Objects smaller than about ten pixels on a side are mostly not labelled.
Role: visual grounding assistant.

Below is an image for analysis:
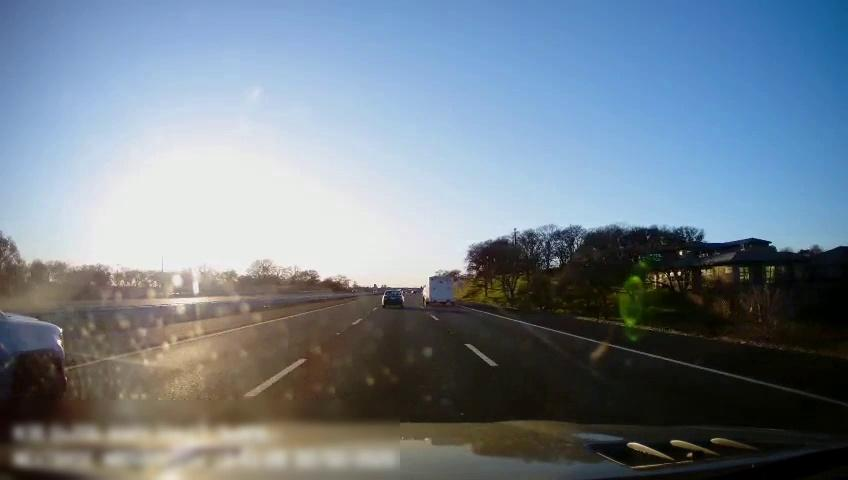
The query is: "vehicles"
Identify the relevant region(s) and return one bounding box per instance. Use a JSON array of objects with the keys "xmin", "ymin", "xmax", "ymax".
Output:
[
  {"xmin": 382, "ymin": 290, "xmax": 404, "ymax": 310},
  {"xmin": 0, "ymin": 310, "xmax": 68, "ymax": 446},
  {"xmin": 421, "ymin": 276, "xmax": 456, "ymax": 309}
]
